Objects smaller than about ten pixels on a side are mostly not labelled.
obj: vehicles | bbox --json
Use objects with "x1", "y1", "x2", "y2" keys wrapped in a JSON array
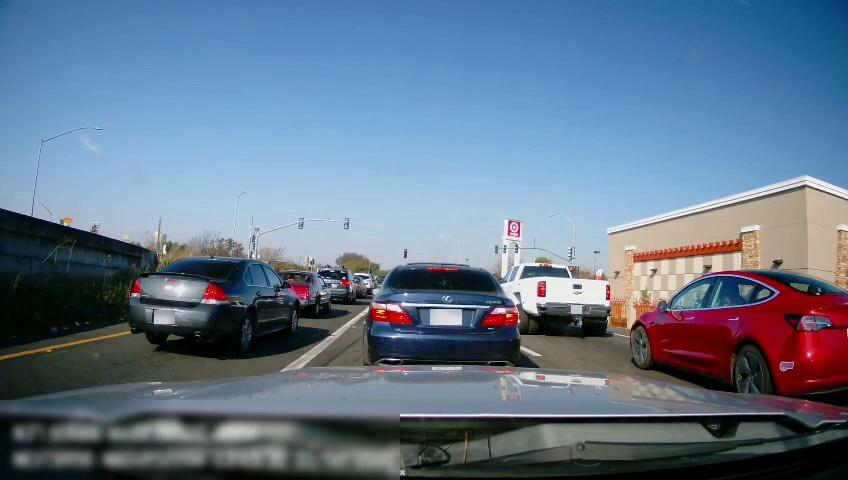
[
  {"x1": 361, "y1": 262, "x2": 523, "y2": 369},
  {"x1": 352, "y1": 272, "x2": 374, "y2": 295},
  {"x1": 316, "y1": 264, "x2": 359, "y2": 305},
  {"x1": 373, "y1": 275, "x2": 390, "y2": 284},
  {"x1": 274, "y1": 269, "x2": 334, "y2": 317},
  {"x1": 496, "y1": 262, "x2": 613, "y2": 336},
  {"x1": 352, "y1": 275, "x2": 369, "y2": 300},
  {"x1": 369, "y1": 273, "x2": 378, "y2": 289},
  {"x1": 126, "y1": 255, "x2": 301, "y2": 356},
  {"x1": 628, "y1": 267, "x2": 848, "y2": 397}
]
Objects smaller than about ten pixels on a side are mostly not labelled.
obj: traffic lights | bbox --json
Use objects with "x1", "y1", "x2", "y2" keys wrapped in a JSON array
[
  {"x1": 567, "y1": 246, "x2": 574, "y2": 261},
  {"x1": 567, "y1": 265, "x2": 578, "y2": 280},
  {"x1": 298, "y1": 217, "x2": 305, "y2": 230},
  {"x1": 494, "y1": 244, "x2": 499, "y2": 255},
  {"x1": 403, "y1": 248, "x2": 408, "y2": 259},
  {"x1": 573, "y1": 265, "x2": 581, "y2": 280},
  {"x1": 343, "y1": 217, "x2": 351, "y2": 231},
  {"x1": 514, "y1": 242, "x2": 520, "y2": 254},
  {"x1": 502, "y1": 244, "x2": 508, "y2": 255}
]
